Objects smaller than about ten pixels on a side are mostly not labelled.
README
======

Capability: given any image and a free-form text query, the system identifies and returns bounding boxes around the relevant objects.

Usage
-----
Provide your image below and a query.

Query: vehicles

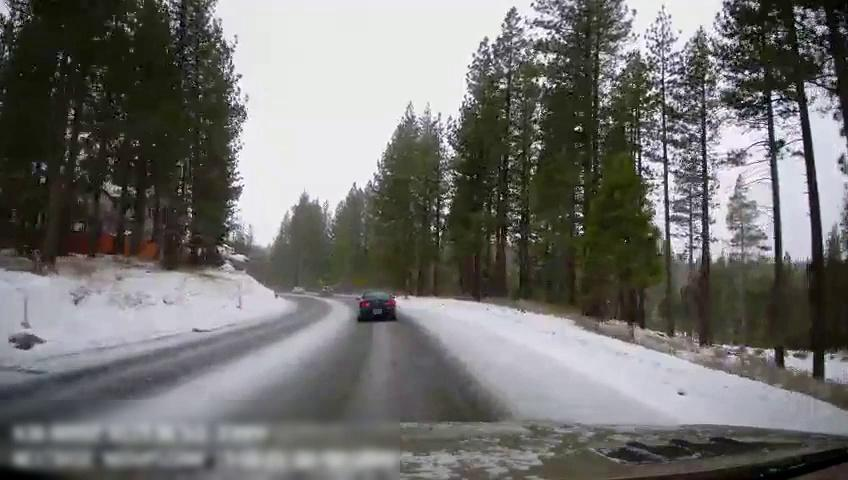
[292,285,305,295]
[318,286,333,297]
[354,290,397,321]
